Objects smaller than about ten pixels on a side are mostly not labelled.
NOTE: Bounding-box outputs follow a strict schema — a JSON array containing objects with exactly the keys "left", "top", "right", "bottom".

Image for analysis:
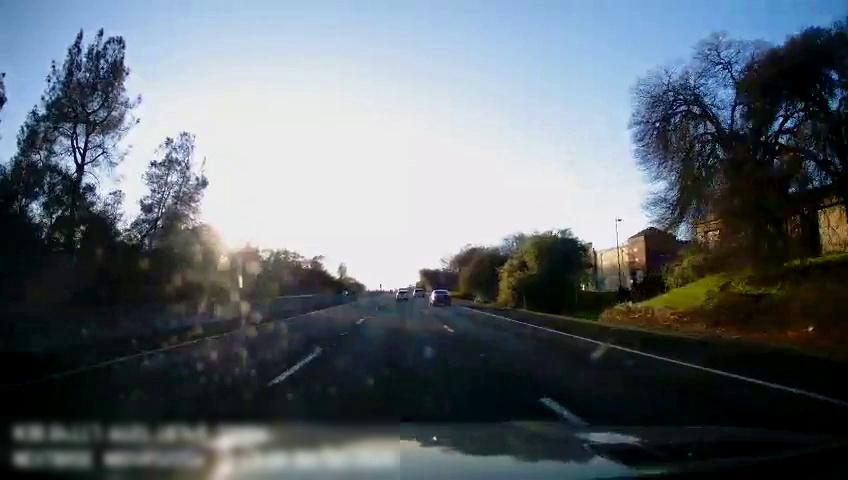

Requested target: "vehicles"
[
  {"left": 412, "top": 288, "right": 426, "bottom": 298},
  {"left": 428, "top": 289, "right": 452, "bottom": 307},
  {"left": 395, "top": 289, "right": 410, "bottom": 302}
]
